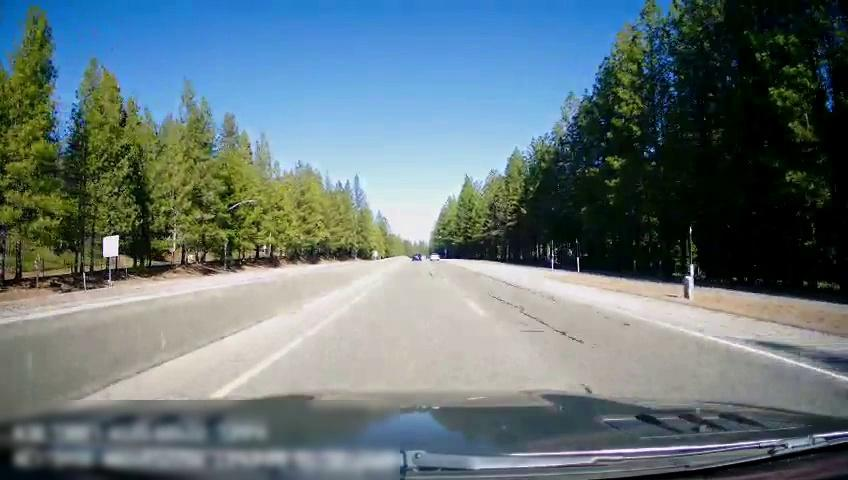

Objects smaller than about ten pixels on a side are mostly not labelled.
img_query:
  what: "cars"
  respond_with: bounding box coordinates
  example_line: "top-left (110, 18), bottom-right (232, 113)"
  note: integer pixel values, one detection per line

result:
top-left (411, 252), bottom-right (423, 262)
top-left (429, 253), bottom-right (440, 262)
